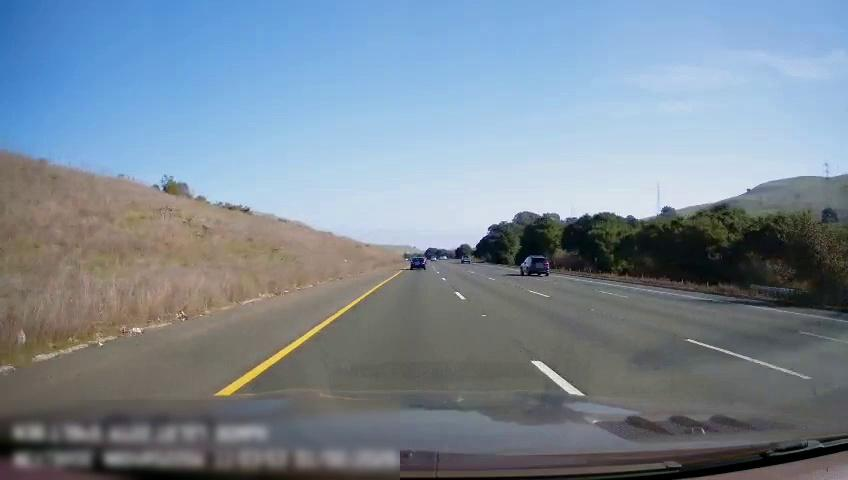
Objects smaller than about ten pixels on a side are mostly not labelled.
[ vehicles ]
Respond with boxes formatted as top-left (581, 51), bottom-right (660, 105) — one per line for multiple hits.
top-left (520, 255), bottom-right (550, 277)
top-left (460, 255), bottom-right (471, 264)
top-left (410, 256), bottom-right (428, 270)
